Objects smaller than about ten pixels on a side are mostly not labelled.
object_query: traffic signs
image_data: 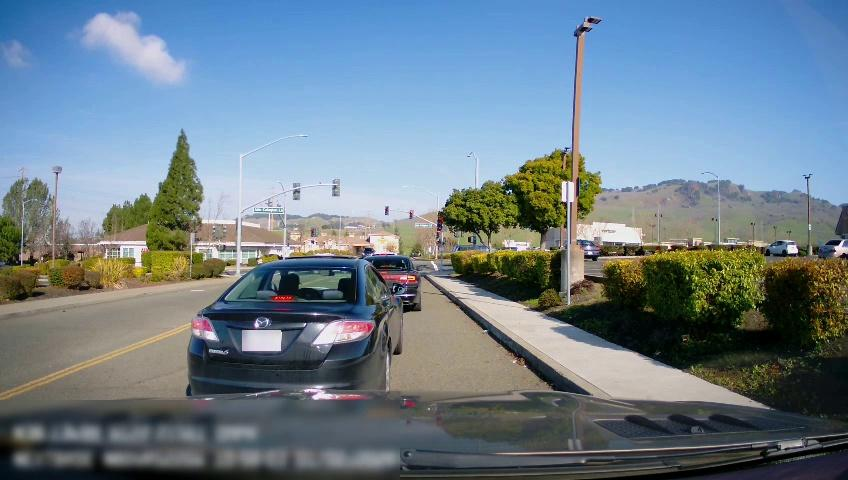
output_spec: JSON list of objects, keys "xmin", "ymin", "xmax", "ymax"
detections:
[
  {"xmin": 254, "ymin": 205, "xmax": 285, "ymax": 216},
  {"xmin": 417, "ymin": 222, "xmax": 433, "ymax": 229}
]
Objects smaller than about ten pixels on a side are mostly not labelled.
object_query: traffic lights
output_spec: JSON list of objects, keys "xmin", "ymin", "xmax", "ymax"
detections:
[
  {"xmin": 331, "ymin": 179, "xmax": 340, "ymax": 196},
  {"xmin": 291, "ymin": 183, "xmax": 300, "ymax": 201}
]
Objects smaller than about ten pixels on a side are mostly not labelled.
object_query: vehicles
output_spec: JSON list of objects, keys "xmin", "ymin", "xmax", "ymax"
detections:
[
  {"xmin": 367, "ymin": 255, "xmax": 424, "ymax": 311},
  {"xmin": 184, "ymin": 255, "xmax": 405, "ymax": 396},
  {"xmin": 361, "ymin": 245, "xmax": 374, "ymax": 255},
  {"xmin": 577, "ymin": 237, "xmax": 602, "ymax": 260},
  {"xmin": 764, "ymin": 239, "xmax": 799, "ymax": 256},
  {"xmin": 817, "ymin": 237, "xmax": 848, "ymax": 270},
  {"xmin": 455, "ymin": 243, "xmax": 492, "ymax": 253}
]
